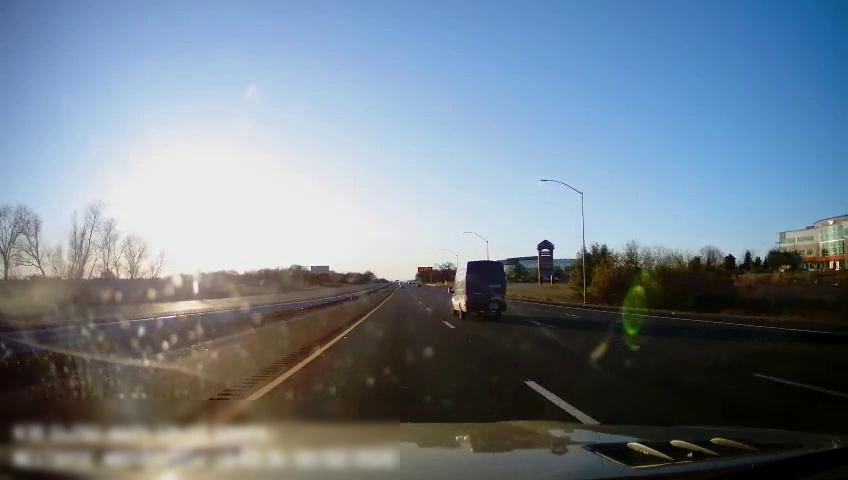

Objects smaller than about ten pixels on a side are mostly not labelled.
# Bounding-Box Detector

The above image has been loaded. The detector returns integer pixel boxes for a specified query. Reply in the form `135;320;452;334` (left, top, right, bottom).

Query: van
448;260;507;322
